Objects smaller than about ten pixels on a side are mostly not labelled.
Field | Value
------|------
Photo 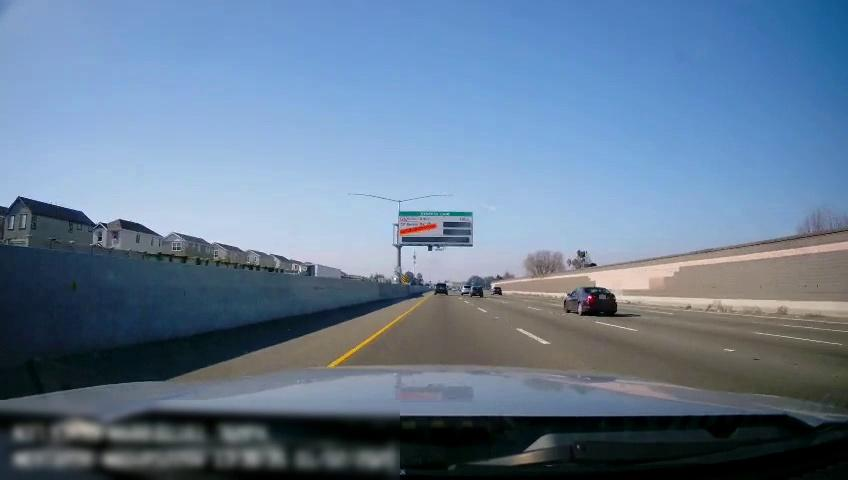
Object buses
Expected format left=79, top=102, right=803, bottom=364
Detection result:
left=460, top=284, right=471, bottom=296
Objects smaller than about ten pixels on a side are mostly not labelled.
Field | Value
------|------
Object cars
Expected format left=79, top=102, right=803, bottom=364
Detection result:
left=491, top=286, right=502, bottom=295
left=468, top=285, right=484, bottom=297
left=564, top=286, right=617, bottom=316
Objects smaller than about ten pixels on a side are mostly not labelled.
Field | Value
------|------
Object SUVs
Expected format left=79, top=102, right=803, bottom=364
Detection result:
left=434, top=282, right=448, bottom=296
